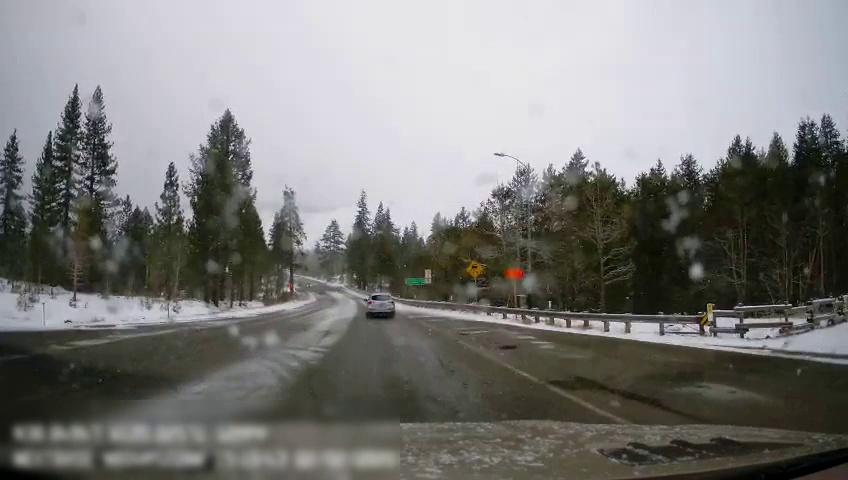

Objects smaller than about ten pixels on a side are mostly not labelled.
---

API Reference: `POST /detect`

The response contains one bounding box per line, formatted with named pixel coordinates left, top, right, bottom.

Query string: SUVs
left=363, top=292, right=396, bottom=317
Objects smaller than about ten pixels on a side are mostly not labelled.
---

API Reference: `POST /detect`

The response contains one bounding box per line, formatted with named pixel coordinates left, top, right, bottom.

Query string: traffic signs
left=699, top=313, right=711, bottom=326
left=465, top=260, right=484, bottom=279
left=505, top=268, right=524, bottom=280
left=405, top=277, right=426, bottom=287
